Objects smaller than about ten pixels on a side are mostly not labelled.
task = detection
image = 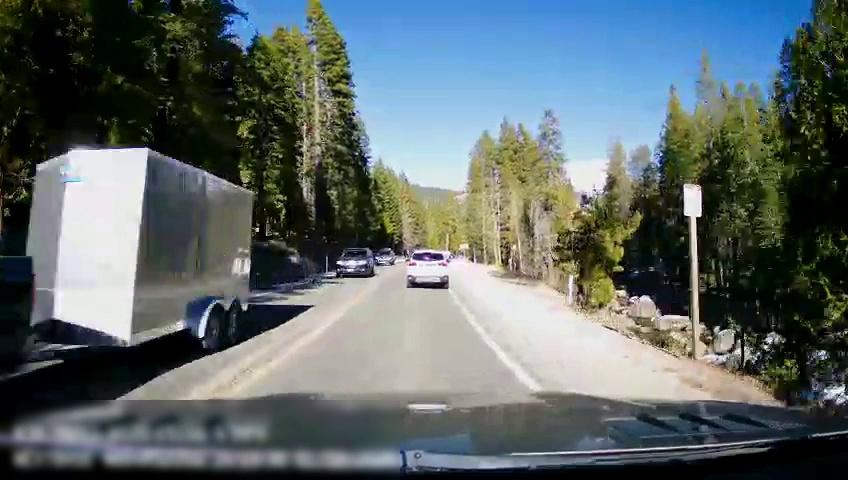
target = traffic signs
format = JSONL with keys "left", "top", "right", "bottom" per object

{"left": 683, "top": 183, "right": 703, "bottom": 217}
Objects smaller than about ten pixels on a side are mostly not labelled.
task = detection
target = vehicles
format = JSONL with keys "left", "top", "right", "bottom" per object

{"left": 374, "top": 248, "right": 397, "bottom": 267}
{"left": 15, "top": 146, "right": 256, "bottom": 362}
{"left": 335, "top": 247, "right": 375, "bottom": 279}
{"left": 406, "top": 249, "right": 450, "bottom": 289}
{"left": 0, "top": 256, "right": 35, "bottom": 370}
